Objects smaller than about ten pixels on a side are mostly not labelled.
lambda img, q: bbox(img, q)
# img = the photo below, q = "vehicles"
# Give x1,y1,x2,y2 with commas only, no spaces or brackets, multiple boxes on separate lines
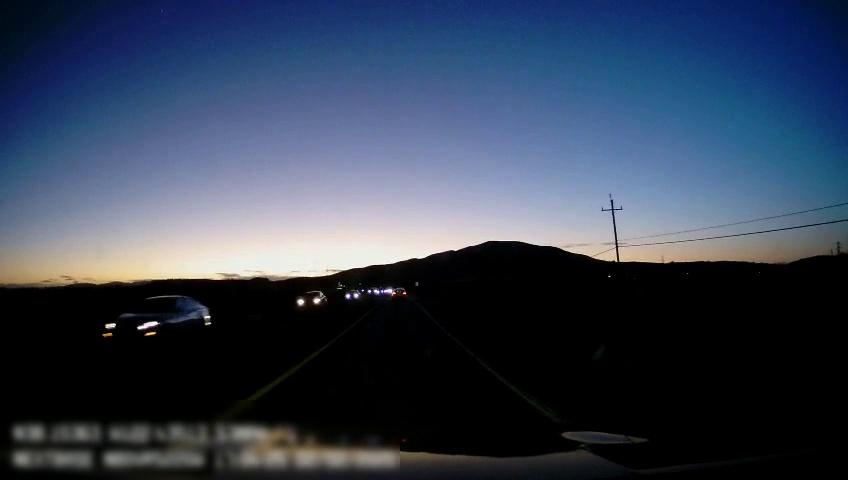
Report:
101,294,212,346
391,288,408,300
295,290,328,311
344,289,361,301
